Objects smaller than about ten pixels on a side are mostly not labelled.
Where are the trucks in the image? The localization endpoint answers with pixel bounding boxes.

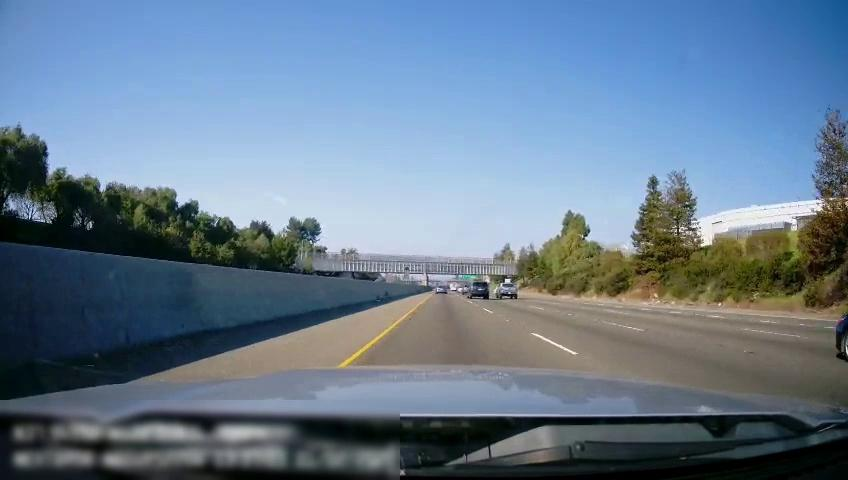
[496,283,517,300]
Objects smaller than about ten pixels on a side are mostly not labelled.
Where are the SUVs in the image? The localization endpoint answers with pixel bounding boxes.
[467,282,490,300]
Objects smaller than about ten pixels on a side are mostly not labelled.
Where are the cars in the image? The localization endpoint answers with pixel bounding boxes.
[436,285,448,295]
[833,312,848,362]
